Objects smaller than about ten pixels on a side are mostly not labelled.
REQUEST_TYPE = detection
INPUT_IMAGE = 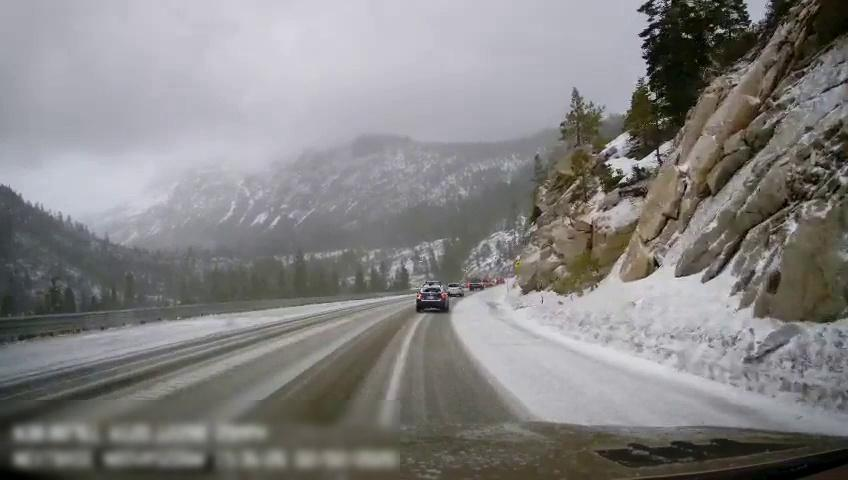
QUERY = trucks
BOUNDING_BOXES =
[468,277,485,291]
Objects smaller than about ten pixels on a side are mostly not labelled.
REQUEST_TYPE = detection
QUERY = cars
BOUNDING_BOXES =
[446,282,465,298]
[415,280,451,314]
